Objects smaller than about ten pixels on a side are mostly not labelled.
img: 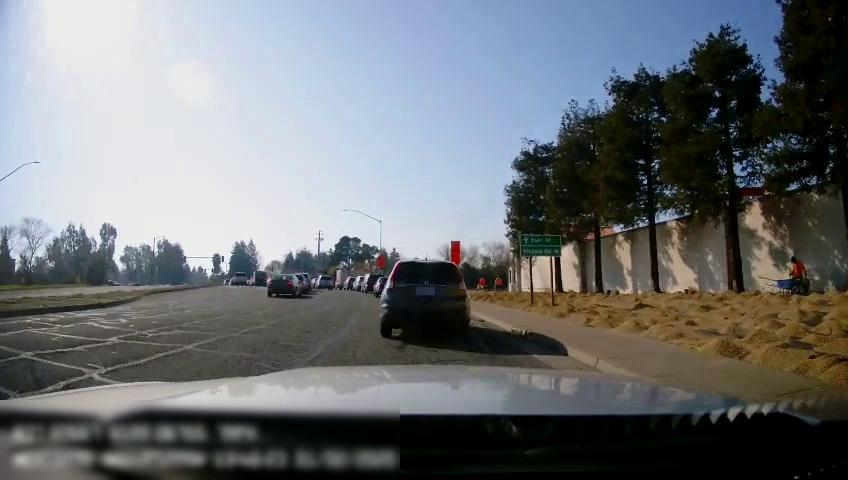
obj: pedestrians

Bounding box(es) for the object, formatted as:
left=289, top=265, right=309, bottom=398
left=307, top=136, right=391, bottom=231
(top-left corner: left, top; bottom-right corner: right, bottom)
left=786, top=255, right=809, bottom=282
left=478, top=276, right=487, bottom=292
left=494, top=273, right=503, bottom=290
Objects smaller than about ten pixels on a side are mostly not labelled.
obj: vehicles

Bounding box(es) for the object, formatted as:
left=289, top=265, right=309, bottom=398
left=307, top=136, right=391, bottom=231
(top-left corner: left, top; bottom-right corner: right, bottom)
left=316, top=274, right=334, bottom=290
left=373, top=276, right=391, bottom=298
left=293, top=274, right=307, bottom=294
left=267, top=273, right=302, bottom=298
left=252, top=270, right=267, bottom=286
left=379, top=258, right=472, bottom=339
left=105, top=279, right=121, bottom=287
left=342, top=276, right=357, bottom=291
left=230, top=271, right=248, bottom=286
left=297, top=271, right=312, bottom=289
left=360, top=272, right=383, bottom=294
left=352, top=275, right=369, bottom=292
left=334, top=269, right=350, bottom=290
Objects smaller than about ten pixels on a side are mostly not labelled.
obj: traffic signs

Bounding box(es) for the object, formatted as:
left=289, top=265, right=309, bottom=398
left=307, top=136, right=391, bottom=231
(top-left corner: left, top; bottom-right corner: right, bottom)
left=449, top=239, right=462, bottom=268
left=518, top=233, right=564, bottom=258
left=375, top=254, right=387, bottom=269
